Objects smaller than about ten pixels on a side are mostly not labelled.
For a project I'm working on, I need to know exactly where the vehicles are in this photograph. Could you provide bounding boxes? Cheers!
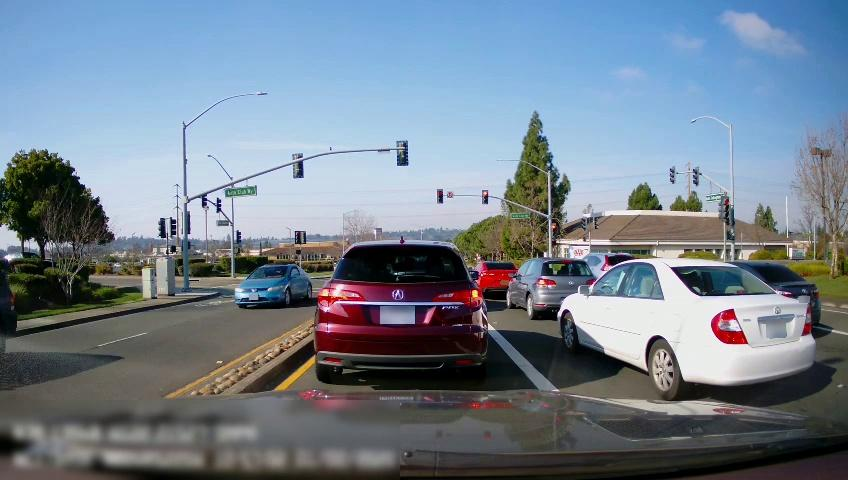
[730,259,822,325]
[0,269,19,339]
[311,241,489,383]
[474,260,516,295]
[233,263,314,310]
[583,251,633,279]
[555,257,819,401]
[506,256,596,321]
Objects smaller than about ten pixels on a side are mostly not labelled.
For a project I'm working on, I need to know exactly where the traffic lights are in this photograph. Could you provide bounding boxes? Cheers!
[692,168,699,186]
[583,216,590,230]
[236,230,243,243]
[302,231,307,244]
[435,188,445,205]
[294,231,301,244]
[481,188,490,207]
[169,217,177,237]
[395,137,411,168]
[592,216,600,230]
[216,197,224,214]
[669,168,677,183]
[200,194,207,208]
[291,151,304,178]
[159,218,167,237]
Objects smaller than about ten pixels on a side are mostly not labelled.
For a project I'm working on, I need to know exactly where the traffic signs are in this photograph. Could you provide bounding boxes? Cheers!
[511,213,530,221]
[215,219,230,227]
[224,184,258,198]
[705,193,722,202]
